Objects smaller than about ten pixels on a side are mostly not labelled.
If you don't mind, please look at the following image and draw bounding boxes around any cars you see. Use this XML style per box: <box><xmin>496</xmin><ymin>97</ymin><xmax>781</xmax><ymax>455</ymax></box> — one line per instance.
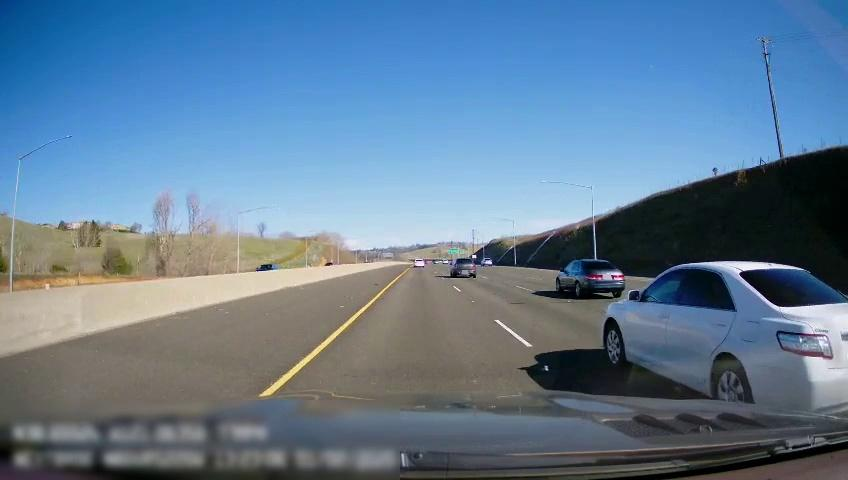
<box><xmin>555</xmin><ymin>259</ymin><xmax>625</xmax><ymax>299</ymax></box>
<box><xmin>449</xmin><ymin>257</ymin><xmax>477</xmax><ymax>277</ymax></box>
<box><xmin>599</xmin><ymin>259</ymin><xmax>848</xmax><ymax>417</ymax></box>
<box><xmin>256</xmin><ymin>264</ymin><xmax>279</xmax><ymax>272</ymax></box>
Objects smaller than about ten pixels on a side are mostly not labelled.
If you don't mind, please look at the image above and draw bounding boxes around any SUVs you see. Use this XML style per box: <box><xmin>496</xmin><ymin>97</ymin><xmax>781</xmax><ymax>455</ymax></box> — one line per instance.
<box><xmin>413</xmin><ymin>258</ymin><xmax>425</xmax><ymax>268</ymax></box>
<box><xmin>481</xmin><ymin>257</ymin><xmax>493</xmax><ymax>266</ymax></box>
